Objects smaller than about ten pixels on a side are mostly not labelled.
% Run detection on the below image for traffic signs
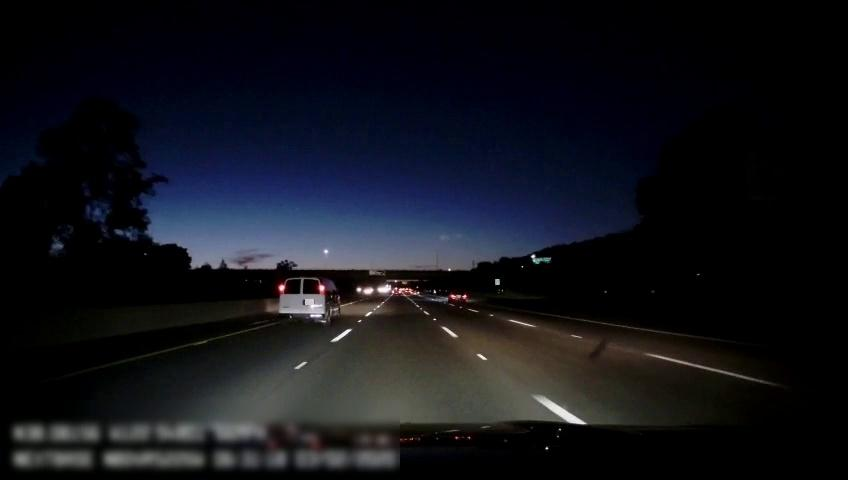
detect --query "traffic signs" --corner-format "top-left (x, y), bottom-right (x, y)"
top-left (369, 268), bottom-right (386, 276)
top-left (533, 257), bottom-right (551, 264)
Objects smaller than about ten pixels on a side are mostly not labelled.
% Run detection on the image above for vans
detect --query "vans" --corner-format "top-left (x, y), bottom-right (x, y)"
top-left (278, 277), bottom-right (342, 328)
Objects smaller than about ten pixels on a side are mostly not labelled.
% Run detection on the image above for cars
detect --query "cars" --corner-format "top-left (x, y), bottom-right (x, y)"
top-left (448, 290), bottom-right (469, 305)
